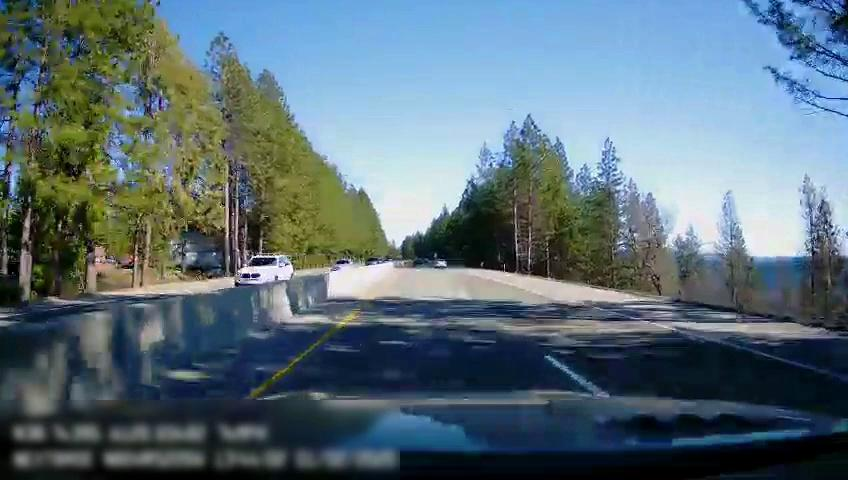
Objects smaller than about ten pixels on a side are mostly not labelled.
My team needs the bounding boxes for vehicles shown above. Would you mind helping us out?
[329,257,354,272]
[434,258,448,269]
[234,254,295,288]
[364,257,380,267]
